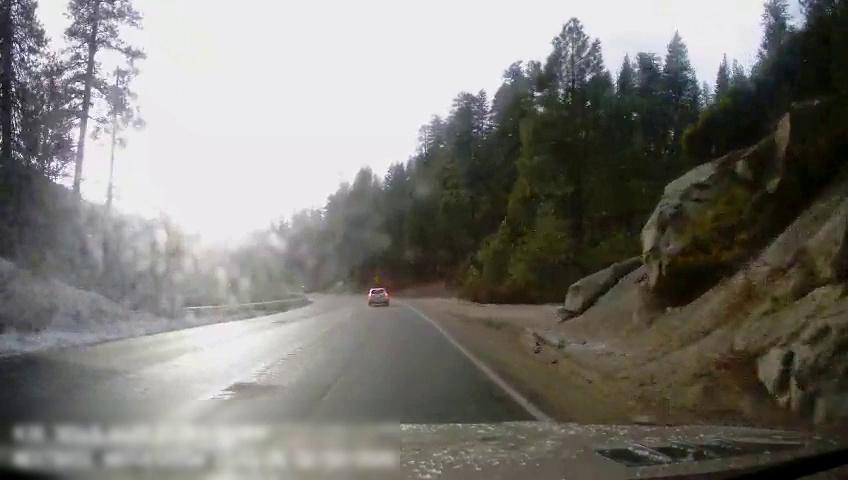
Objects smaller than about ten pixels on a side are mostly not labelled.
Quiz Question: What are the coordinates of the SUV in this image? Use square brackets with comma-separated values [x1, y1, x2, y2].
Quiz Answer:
[367, 287, 390, 305]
